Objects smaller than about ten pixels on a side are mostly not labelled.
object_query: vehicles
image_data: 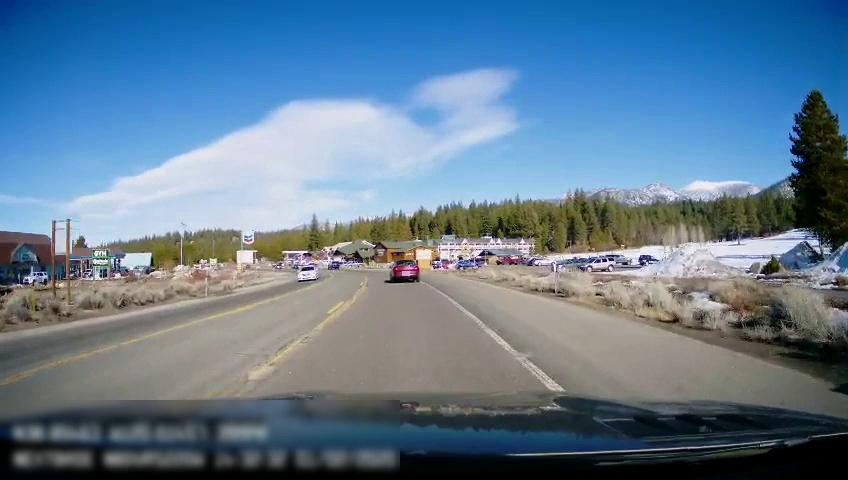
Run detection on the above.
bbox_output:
[328,262,339,270]
[581,258,616,273]
[638,254,660,266]
[390,260,421,282]
[455,260,480,271]
[604,254,634,265]
[552,258,587,272]
[22,272,49,287]
[531,257,556,267]
[496,255,522,265]
[297,266,319,282]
